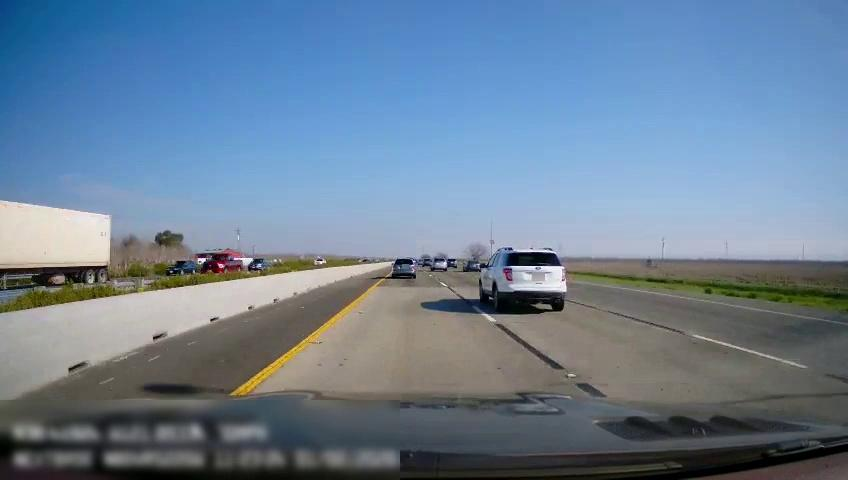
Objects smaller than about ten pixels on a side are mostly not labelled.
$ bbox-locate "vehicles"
[313,258,327,266]
[199,253,242,275]
[165,260,197,277]
[462,260,481,273]
[0,200,110,285]
[478,249,568,312]
[430,256,449,271]
[391,257,418,279]
[247,257,273,272]
[447,258,458,269]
